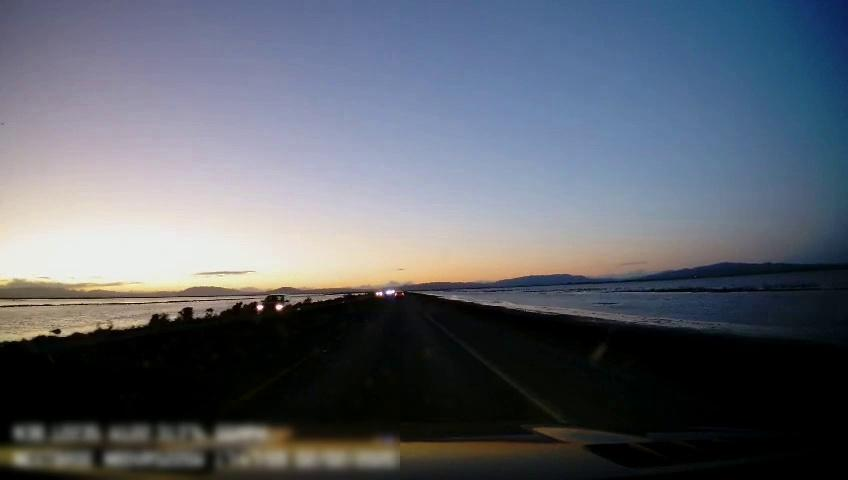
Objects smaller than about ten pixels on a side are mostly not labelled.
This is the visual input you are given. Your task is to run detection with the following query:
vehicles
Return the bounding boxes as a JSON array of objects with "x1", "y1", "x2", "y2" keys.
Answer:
[
  {"x1": 256, "y1": 293, "x2": 293, "y2": 318},
  {"x1": 394, "y1": 290, "x2": 405, "y2": 298}
]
